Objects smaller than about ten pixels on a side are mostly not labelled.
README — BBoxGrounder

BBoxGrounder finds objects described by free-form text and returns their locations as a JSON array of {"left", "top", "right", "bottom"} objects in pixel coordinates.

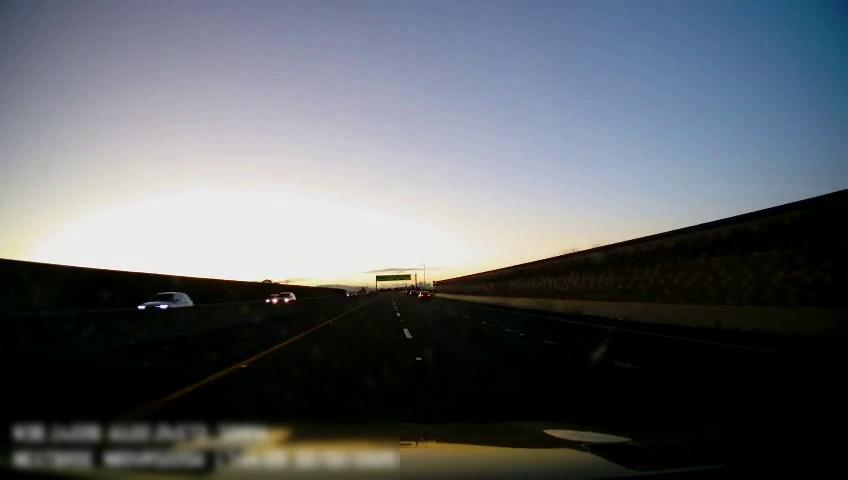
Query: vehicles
[
  {"left": 265, "top": 293, "right": 279, "bottom": 304},
  {"left": 418, "top": 290, "right": 431, "bottom": 299},
  {"left": 277, "top": 291, "right": 297, "bottom": 304},
  {"left": 136, "top": 292, "right": 194, "bottom": 310}
]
